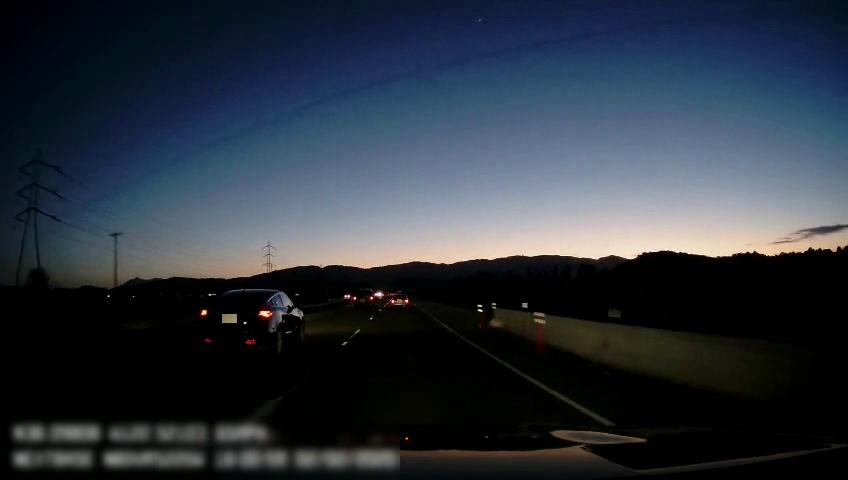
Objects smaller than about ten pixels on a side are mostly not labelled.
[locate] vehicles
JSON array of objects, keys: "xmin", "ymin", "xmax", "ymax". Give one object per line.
[
  {"xmin": 352, "ymin": 289, "xmax": 374, "ymax": 306},
  {"xmin": 197, "ymin": 288, "xmax": 307, "ymax": 358},
  {"xmin": 390, "ymin": 292, "xmax": 409, "ymax": 308}
]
